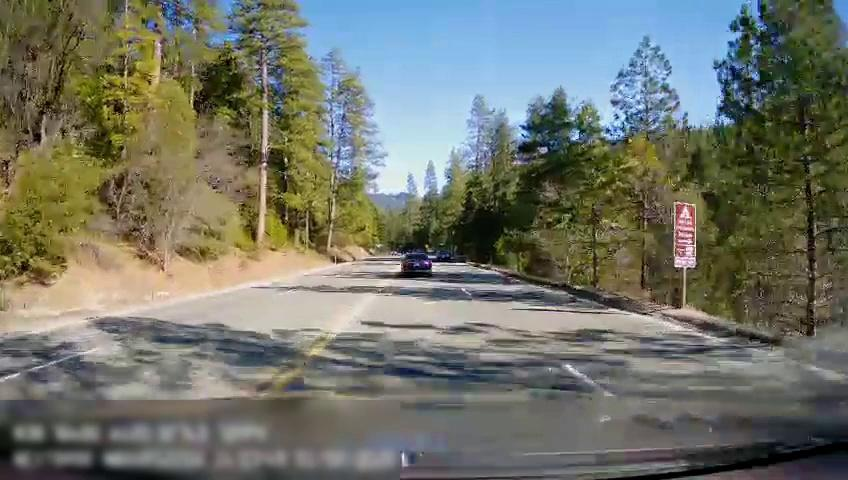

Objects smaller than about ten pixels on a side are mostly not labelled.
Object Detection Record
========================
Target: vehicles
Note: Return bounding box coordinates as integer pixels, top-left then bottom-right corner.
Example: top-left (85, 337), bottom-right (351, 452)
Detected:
top-left (435, 252), bottom-right (450, 262)
top-left (401, 253), bottom-right (433, 277)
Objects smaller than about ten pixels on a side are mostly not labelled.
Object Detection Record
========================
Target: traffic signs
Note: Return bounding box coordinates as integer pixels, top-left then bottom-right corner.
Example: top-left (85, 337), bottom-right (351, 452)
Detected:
top-left (672, 200), bottom-right (698, 269)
